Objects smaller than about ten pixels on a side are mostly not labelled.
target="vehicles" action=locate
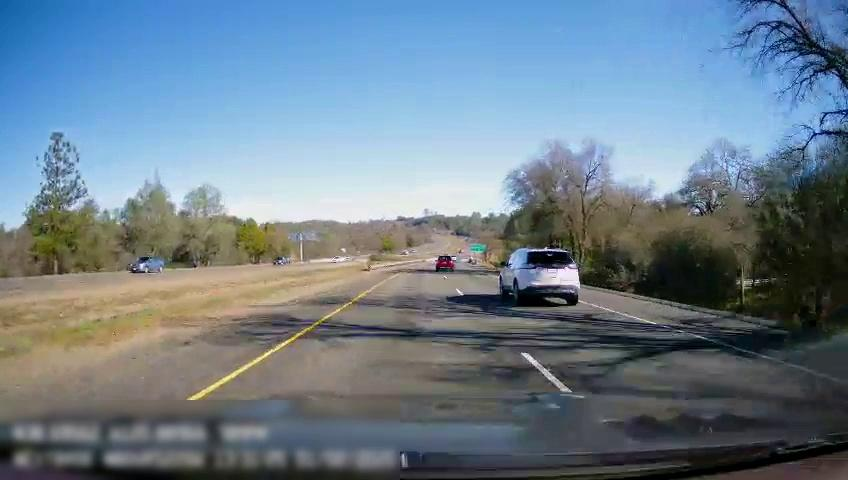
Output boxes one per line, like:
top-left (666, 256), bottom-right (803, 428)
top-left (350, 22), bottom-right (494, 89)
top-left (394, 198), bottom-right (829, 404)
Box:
top-left (498, 248), bottom-right (581, 305)
top-left (272, 255), bottom-right (287, 265)
top-left (436, 255), bottom-right (455, 272)
top-left (449, 255), bottom-right (458, 263)
top-left (128, 256), bottom-right (167, 274)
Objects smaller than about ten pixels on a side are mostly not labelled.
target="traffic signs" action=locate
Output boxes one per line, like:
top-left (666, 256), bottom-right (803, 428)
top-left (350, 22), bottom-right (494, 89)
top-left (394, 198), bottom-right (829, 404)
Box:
top-left (469, 244), bottom-right (487, 253)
